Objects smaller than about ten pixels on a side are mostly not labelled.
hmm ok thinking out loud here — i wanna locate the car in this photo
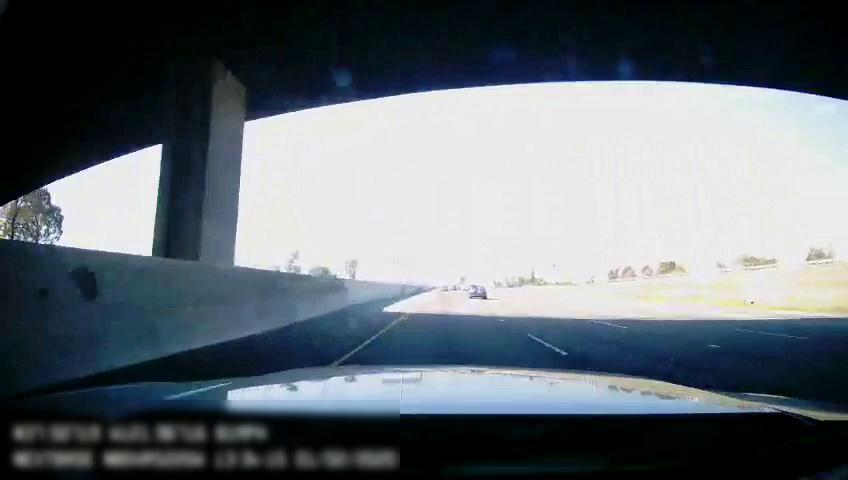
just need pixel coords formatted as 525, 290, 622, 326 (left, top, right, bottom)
468, 284, 487, 300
